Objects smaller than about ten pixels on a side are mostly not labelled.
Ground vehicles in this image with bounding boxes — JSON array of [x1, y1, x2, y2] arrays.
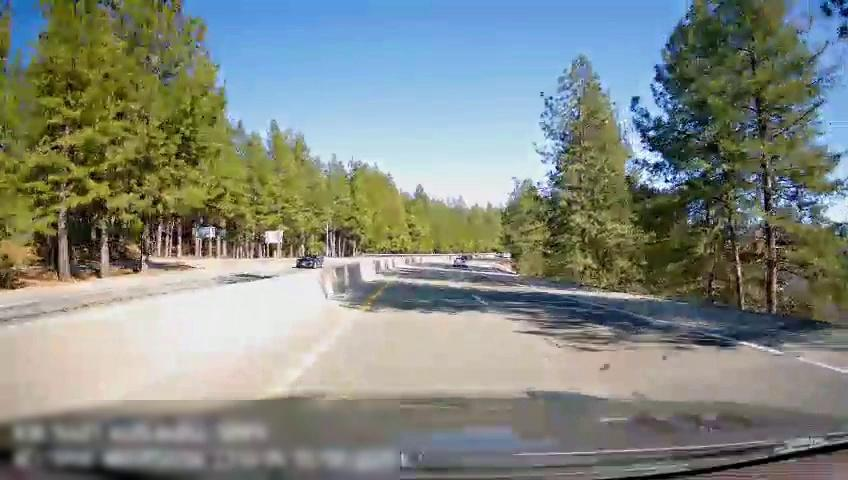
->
[[453, 256, 468, 268], [295, 250, 324, 270]]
